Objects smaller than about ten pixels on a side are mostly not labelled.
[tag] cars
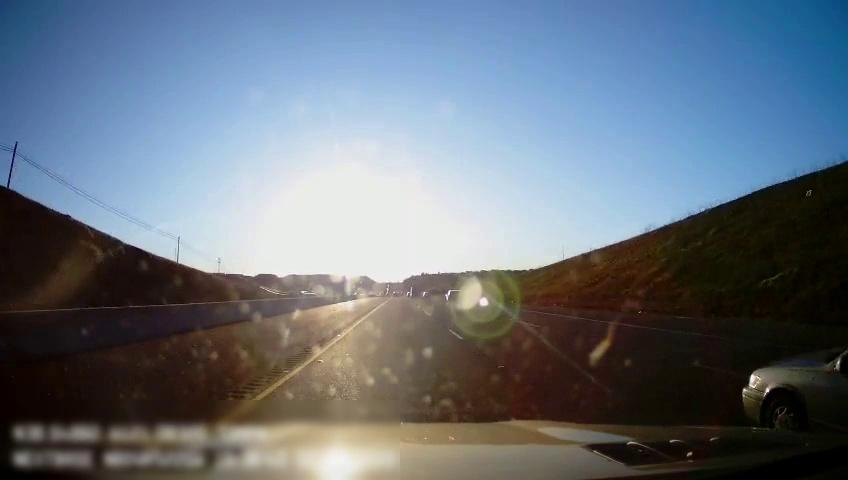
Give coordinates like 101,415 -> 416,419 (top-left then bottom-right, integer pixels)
445,289 -> 465,304
742,345 -> 848,434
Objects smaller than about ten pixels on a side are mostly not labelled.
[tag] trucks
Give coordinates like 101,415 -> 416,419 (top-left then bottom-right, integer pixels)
410,287 -> 419,298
